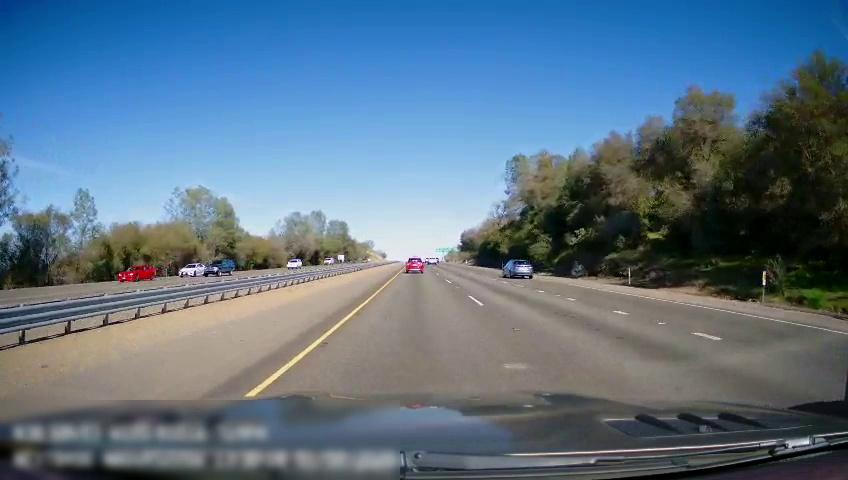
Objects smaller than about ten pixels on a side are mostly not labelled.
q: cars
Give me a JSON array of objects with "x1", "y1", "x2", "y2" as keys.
[
  {"x1": 117, "y1": 264, "x2": 158, "y2": 283},
  {"x1": 405, "y1": 257, "x2": 425, "y2": 274},
  {"x1": 178, "y1": 263, "x2": 208, "y2": 278},
  {"x1": 502, "y1": 259, "x2": 533, "y2": 279}
]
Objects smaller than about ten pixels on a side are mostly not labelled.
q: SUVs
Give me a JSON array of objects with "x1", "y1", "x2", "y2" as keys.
[
  {"x1": 285, "y1": 258, "x2": 304, "y2": 270},
  {"x1": 203, "y1": 258, "x2": 237, "y2": 278}
]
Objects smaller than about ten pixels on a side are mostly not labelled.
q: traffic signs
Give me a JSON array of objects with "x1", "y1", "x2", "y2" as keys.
[{"x1": 435, "y1": 248, "x2": 449, "y2": 255}]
